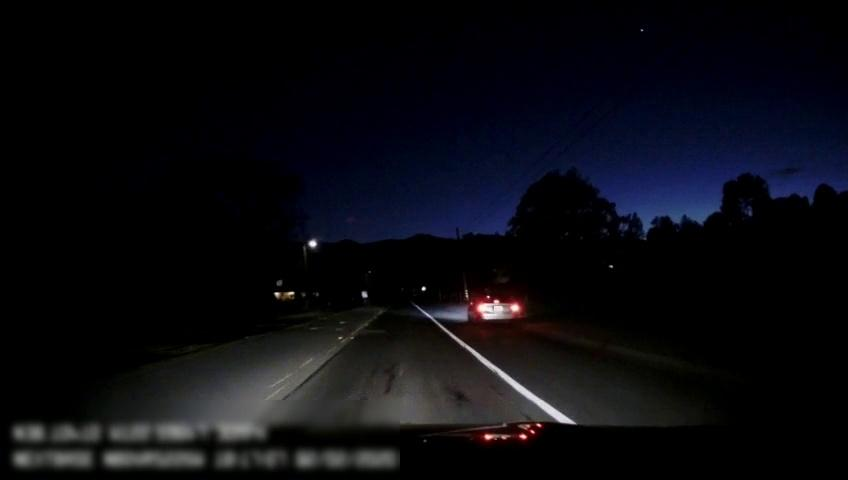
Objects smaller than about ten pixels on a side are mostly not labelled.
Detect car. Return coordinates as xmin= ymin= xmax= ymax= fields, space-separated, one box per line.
xmin=468 ymin=274 xmax=528 ymax=321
